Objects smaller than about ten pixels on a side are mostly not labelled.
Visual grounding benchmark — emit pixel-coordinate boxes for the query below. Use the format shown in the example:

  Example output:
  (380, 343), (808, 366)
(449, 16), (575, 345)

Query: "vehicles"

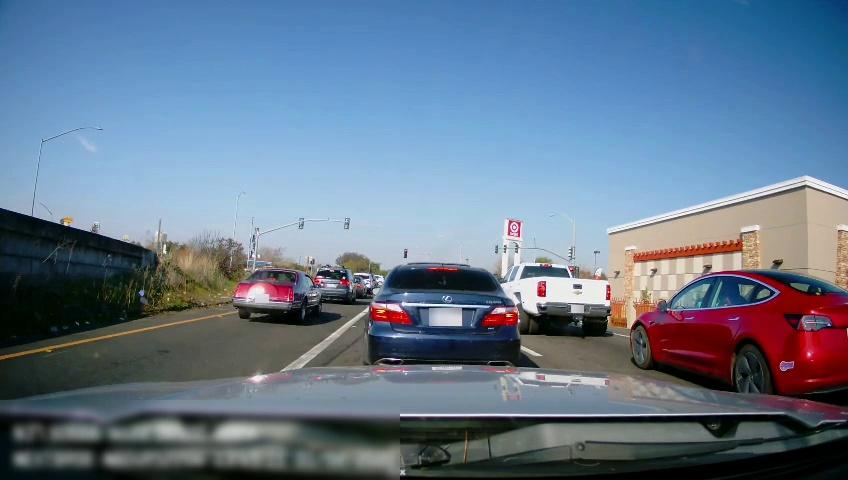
(350, 274), (370, 300)
(361, 262), (522, 367)
(311, 264), (359, 306)
(628, 267), (848, 408)
(491, 263), (613, 338)
(232, 266), (324, 325)
(370, 274), (386, 285)
(353, 272), (376, 296)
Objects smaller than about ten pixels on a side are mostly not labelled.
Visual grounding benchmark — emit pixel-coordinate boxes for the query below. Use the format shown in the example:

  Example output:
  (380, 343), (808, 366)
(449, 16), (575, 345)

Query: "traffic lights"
(343, 217), (350, 231)
(403, 248), (408, 260)
(494, 244), (499, 255)
(513, 242), (519, 256)
(502, 243), (507, 255)
(297, 217), (305, 230)
(567, 247), (573, 261)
